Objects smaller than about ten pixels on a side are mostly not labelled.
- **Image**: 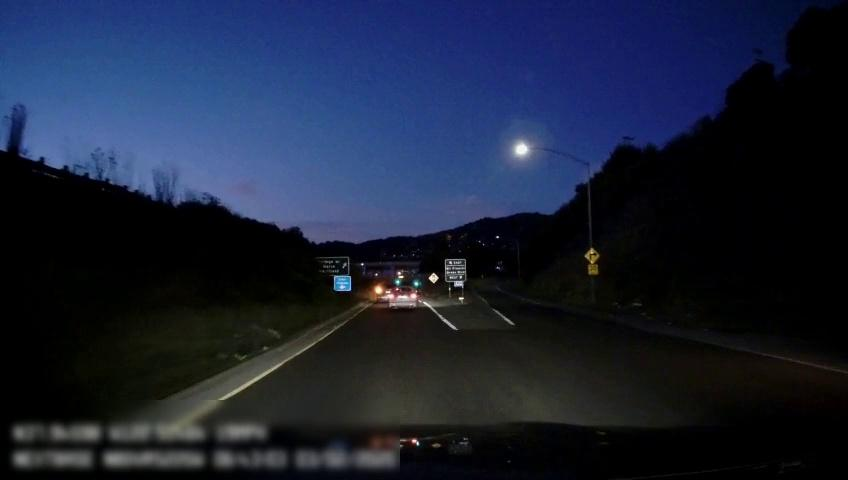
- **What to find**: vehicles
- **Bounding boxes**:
[375,282,393,301]
[388,285,419,310]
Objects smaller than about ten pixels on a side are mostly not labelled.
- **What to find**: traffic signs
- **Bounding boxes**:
[319,256,351,276]
[584,248,601,263]
[587,263,599,275]
[445,258,466,282]
[428,272,440,284]
[334,275,351,292]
